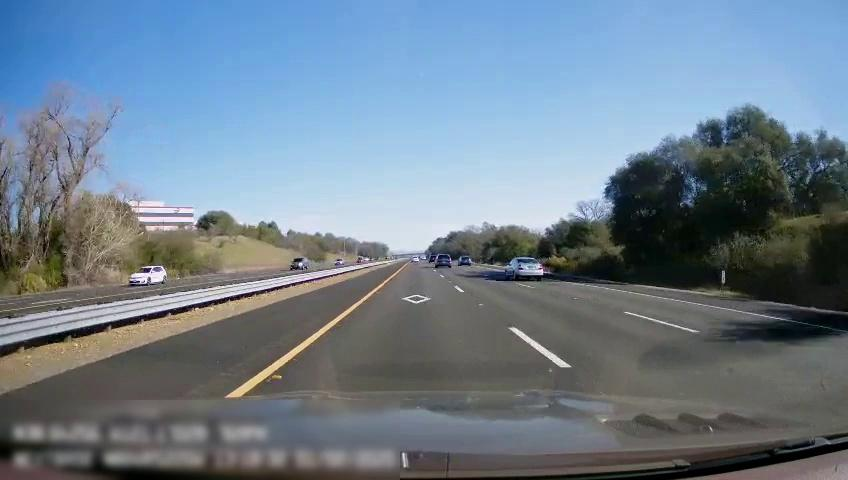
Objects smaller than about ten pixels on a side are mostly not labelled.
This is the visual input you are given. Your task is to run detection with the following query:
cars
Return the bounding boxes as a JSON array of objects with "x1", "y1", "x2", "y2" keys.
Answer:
[
  {"x1": 129, "y1": 266, "x2": 168, "y2": 287},
  {"x1": 503, "y1": 257, "x2": 544, "y2": 282},
  {"x1": 334, "y1": 258, "x2": 344, "y2": 266}
]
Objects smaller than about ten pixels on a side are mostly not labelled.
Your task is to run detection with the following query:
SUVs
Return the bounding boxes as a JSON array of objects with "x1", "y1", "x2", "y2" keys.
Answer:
[
  {"x1": 290, "y1": 257, "x2": 310, "y2": 271},
  {"x1": 435, "y1": 253, "x2": 452, "y2": 268},
  {"x1": 458, "y1": 255, "x2": 472, "y2": 266}
]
